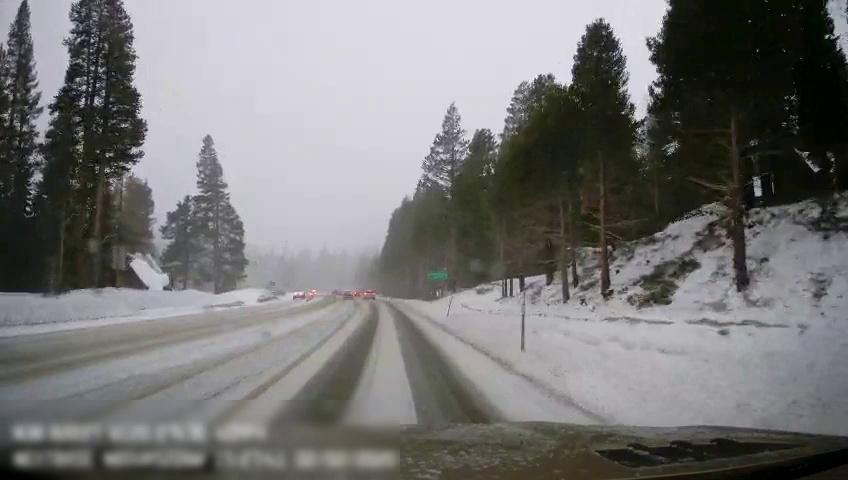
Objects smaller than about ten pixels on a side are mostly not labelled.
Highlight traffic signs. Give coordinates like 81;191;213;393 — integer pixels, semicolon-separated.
426;271;450;282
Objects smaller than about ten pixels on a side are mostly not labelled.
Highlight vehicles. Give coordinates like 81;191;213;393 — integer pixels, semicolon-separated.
363;289;376;300
292;289;306;300
330;288;342;296
341;289;354;299
274;289;286;296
